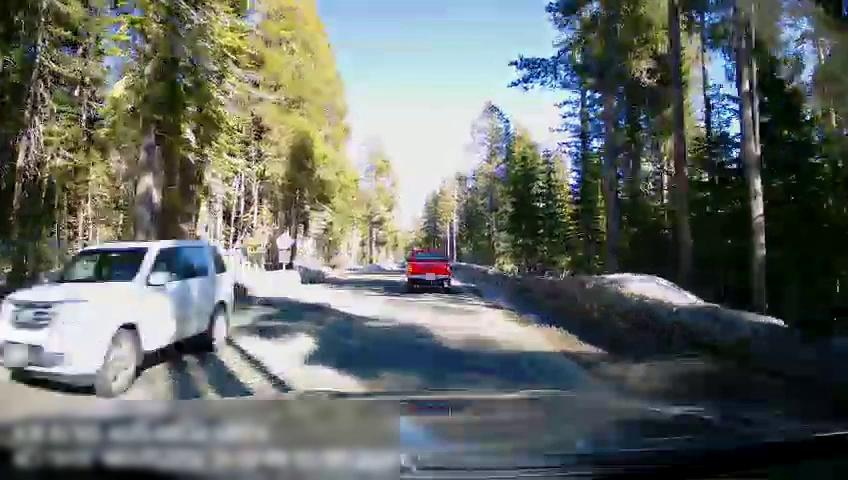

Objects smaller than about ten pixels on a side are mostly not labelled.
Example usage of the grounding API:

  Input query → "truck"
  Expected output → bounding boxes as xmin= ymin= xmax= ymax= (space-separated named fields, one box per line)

xmin=406 ymin=248 xmax=451 ymax=290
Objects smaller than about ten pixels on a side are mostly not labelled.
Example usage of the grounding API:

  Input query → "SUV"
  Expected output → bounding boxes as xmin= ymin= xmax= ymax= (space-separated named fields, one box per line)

xmin=0 ymin=238 xmax=235 ymax=399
